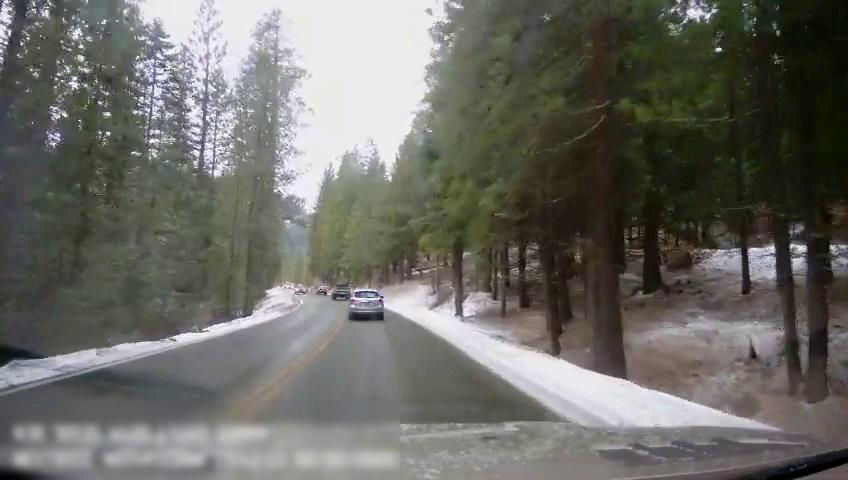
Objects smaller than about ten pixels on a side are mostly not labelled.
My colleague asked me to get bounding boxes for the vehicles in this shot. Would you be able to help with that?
[316,285,329,295]
[294,285,306,295]
[349,289,385,320]
[331,283,351,300]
